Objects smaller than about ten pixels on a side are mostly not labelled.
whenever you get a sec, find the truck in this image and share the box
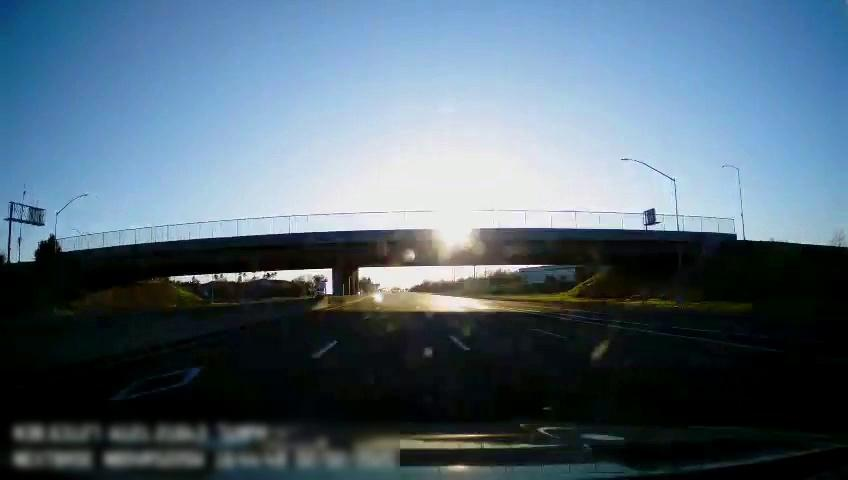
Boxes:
[315,282,333,298]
